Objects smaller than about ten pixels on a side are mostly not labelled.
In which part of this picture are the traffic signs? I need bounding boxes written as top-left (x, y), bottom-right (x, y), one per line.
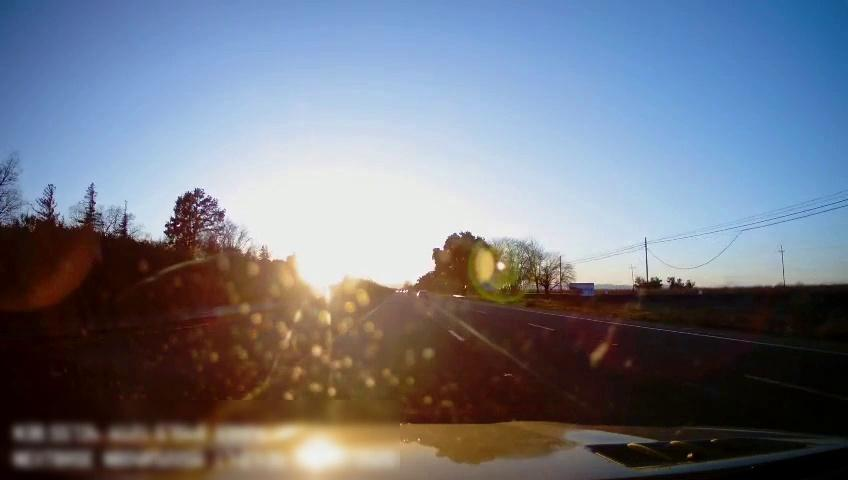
top-left (566, 282), bottom-right (596, 299)
top-left (482, 280), bottom-right (499, 292)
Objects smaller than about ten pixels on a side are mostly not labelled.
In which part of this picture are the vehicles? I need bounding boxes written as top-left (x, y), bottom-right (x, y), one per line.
top-left (417, 290), bottom-right (428, 299)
